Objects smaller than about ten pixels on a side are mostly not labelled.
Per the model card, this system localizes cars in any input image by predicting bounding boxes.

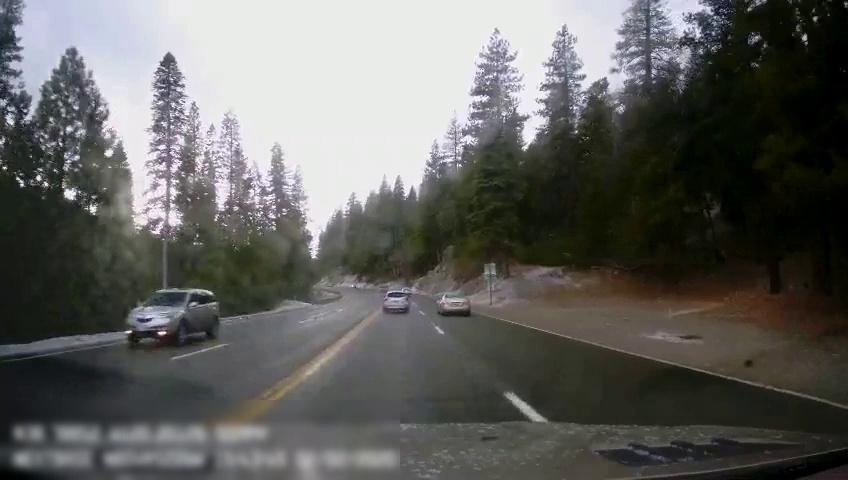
[383,290,410,314]
[436,293,470,317]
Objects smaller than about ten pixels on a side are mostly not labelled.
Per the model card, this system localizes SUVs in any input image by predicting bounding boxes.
[126,289,221,347]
